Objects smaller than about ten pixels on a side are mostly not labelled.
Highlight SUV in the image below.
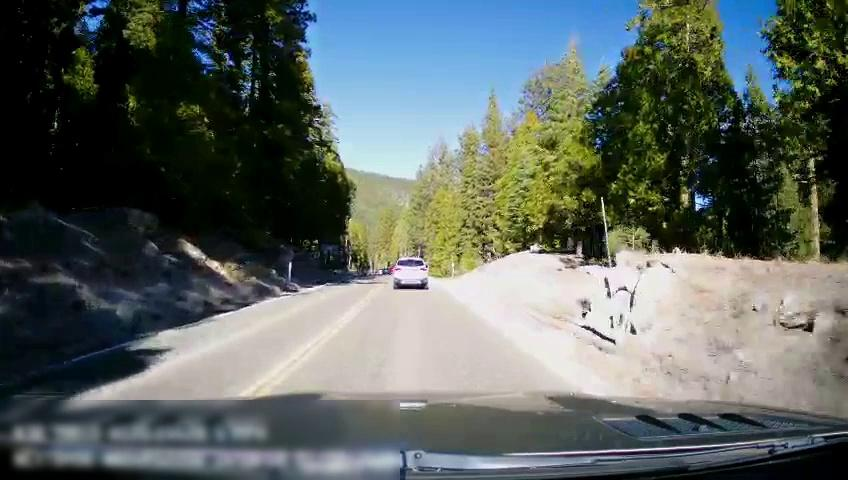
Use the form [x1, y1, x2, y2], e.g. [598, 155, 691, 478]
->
[392, 256, 431, 290]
